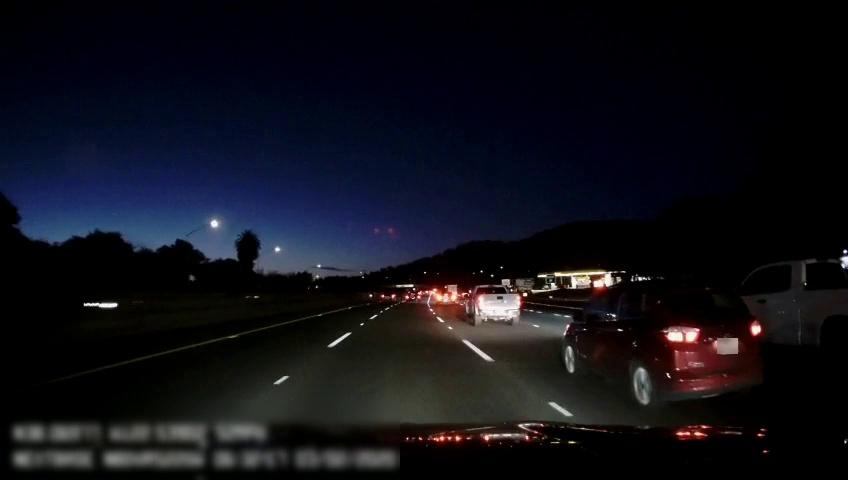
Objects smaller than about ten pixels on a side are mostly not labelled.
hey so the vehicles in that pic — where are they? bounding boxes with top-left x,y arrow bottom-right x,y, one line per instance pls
735,258 -> 848,373
448,284 -> 458,292
561,282 -> 771,412
81,295 -> 144,309
405,291 -> 421,303
380,290 -> 397,302
435,290 -> 455,305
467,285 -> 521,328
244,293 -> 263,300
